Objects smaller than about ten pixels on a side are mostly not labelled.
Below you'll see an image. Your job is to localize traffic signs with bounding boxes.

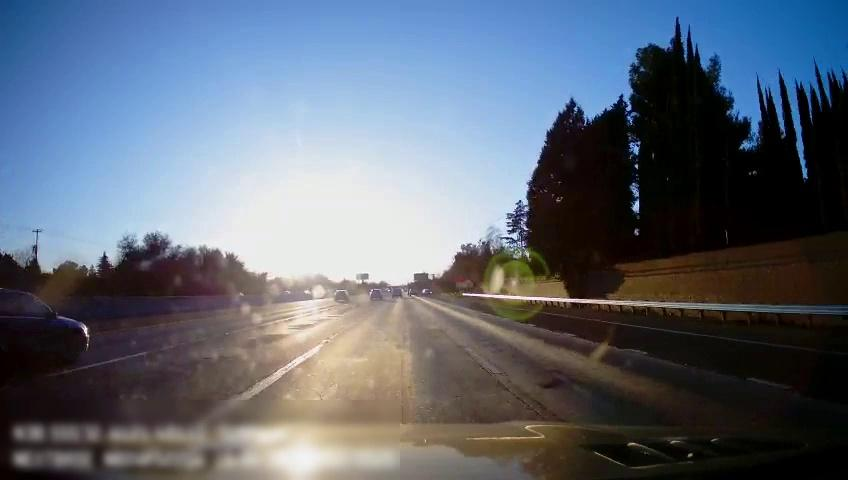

[355,273,369,281]
[412,272,429,282]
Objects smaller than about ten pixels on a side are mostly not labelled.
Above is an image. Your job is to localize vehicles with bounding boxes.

[369,288,385,301]
[391,287,403,298]
[333,289,350,302]
[0,288,90,364]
